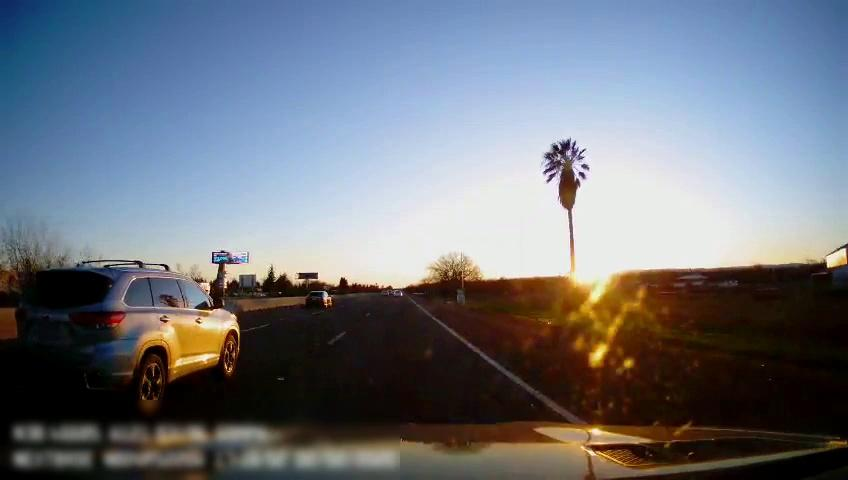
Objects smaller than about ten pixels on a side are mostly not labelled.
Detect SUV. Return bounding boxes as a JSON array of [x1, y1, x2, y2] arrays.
[[15, 259, 239, 423]]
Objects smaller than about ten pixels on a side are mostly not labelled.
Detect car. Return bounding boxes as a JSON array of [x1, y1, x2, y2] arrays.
[[305, 289, 333, 311]]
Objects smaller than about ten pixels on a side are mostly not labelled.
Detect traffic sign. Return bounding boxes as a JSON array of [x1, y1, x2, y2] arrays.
[[457, 289, 466, 304]]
